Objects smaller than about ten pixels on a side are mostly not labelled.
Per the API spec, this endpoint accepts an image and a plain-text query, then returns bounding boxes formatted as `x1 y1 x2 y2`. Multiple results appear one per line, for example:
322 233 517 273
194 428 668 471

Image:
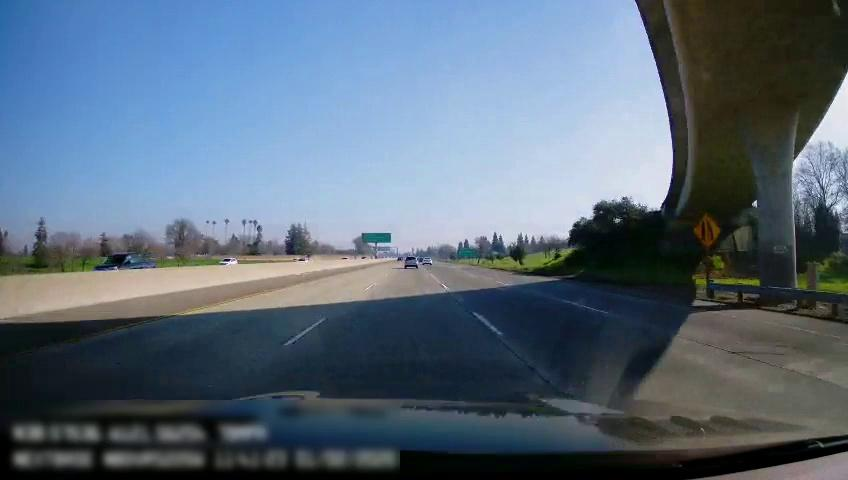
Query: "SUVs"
221 256 239 265
404 256 419 269
92 253 157 273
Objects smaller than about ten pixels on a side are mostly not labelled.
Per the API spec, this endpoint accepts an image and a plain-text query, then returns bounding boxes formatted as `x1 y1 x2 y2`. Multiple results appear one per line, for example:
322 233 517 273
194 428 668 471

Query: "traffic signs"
458 248 476 257
361 232 393 244
694 215 721 246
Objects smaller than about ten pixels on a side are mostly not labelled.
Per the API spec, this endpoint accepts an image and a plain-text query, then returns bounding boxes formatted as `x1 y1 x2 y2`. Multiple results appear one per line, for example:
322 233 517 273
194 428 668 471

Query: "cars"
422 258 433 266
